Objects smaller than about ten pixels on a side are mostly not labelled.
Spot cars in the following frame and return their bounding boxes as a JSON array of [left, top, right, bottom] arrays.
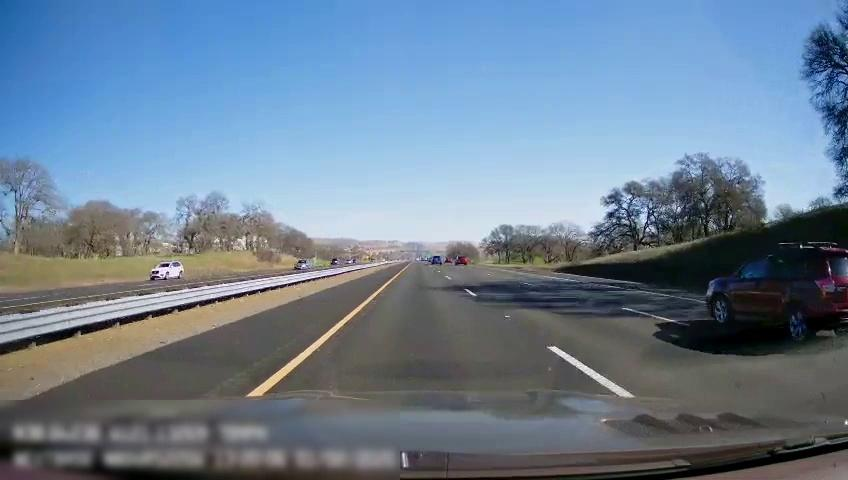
[[455, 255, 468, 265], [431, 255, 442, 265], [294, 259, 311, 270]]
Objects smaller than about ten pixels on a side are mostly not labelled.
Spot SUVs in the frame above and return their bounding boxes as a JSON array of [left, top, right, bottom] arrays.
[[149, 260, 185, 281], [705, 247, 848, 347]]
